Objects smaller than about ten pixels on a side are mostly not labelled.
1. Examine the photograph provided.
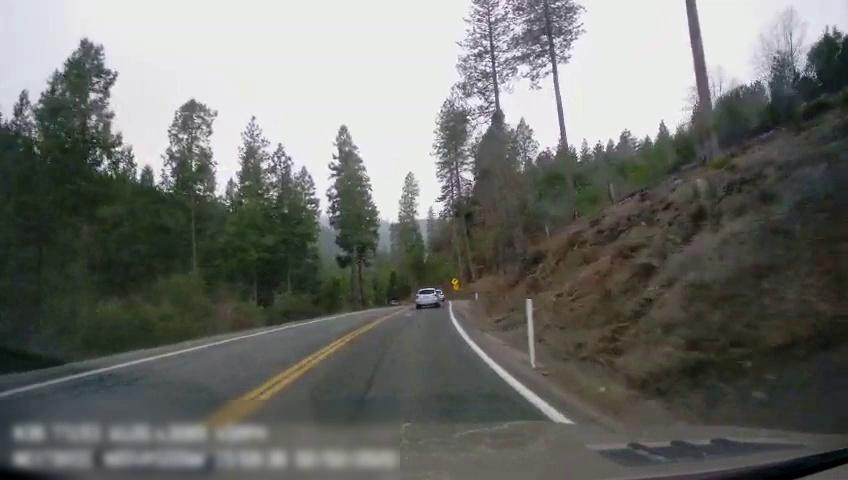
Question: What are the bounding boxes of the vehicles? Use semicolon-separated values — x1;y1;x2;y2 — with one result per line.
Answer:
415;288;441;309
437;289;445;302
